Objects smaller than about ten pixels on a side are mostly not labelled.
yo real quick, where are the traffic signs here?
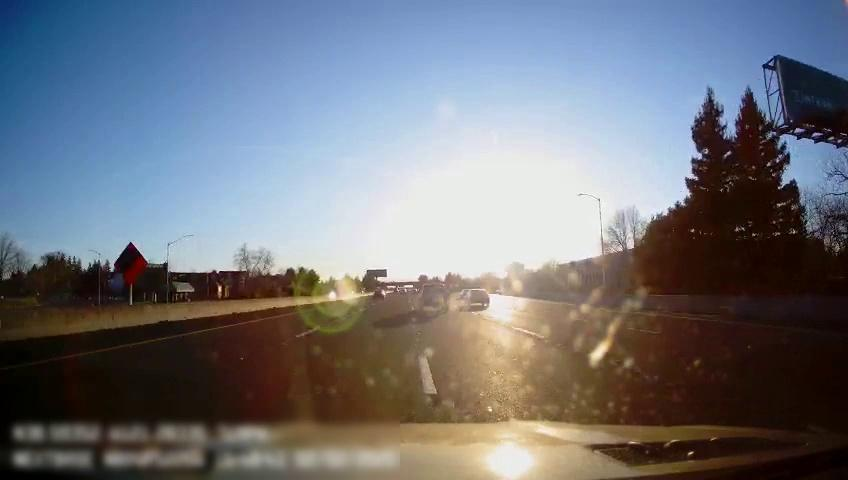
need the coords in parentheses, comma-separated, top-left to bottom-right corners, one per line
(366, 269, 387, 278)
(112, 242, 151, 286)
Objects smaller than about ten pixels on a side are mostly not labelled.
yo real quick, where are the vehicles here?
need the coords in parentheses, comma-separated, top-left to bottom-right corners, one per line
(372, 289, 385, 300)
(417, 283, 449, 311)
(464, 288, 490, 308)
(459, 289, 469, 301)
